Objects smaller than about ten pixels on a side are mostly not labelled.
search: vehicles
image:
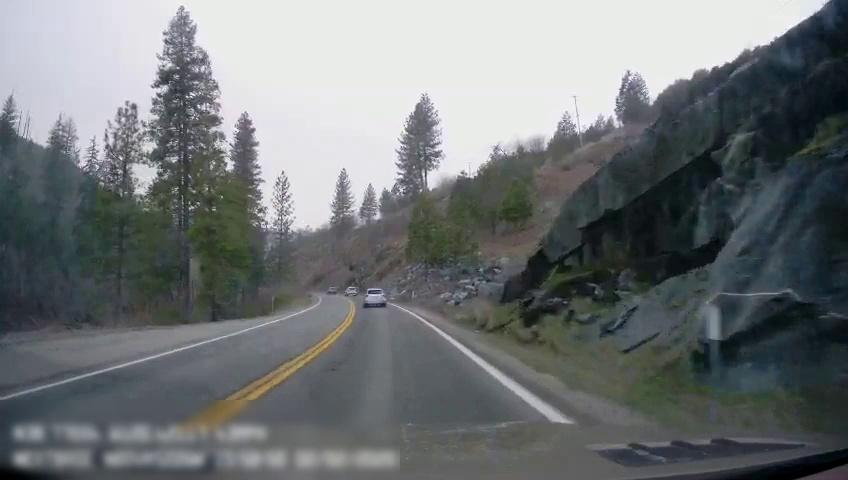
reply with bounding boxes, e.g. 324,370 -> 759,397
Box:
363,288 -> 387,308
344,286 -> 358,297
328,286 -> 338,295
